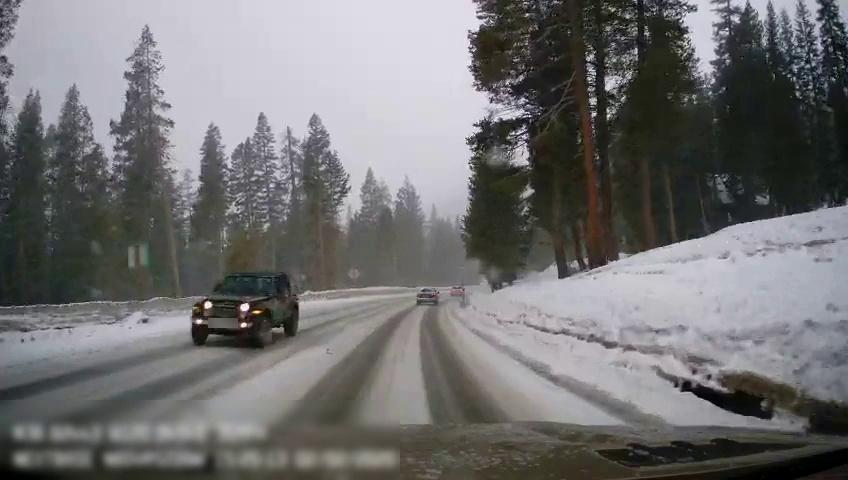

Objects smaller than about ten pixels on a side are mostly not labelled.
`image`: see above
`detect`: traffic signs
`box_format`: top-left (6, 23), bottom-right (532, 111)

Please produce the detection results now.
top-left (128, 241), bottom-right (149, 269)
top-left (348, 267), bottom-right (361, 281)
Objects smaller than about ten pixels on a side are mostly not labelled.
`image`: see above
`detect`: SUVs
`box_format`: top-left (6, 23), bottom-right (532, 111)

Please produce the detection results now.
top-left (189, 271), bottom-right (300, 350)
top-left (415, 286), bottom-right (440, 306)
